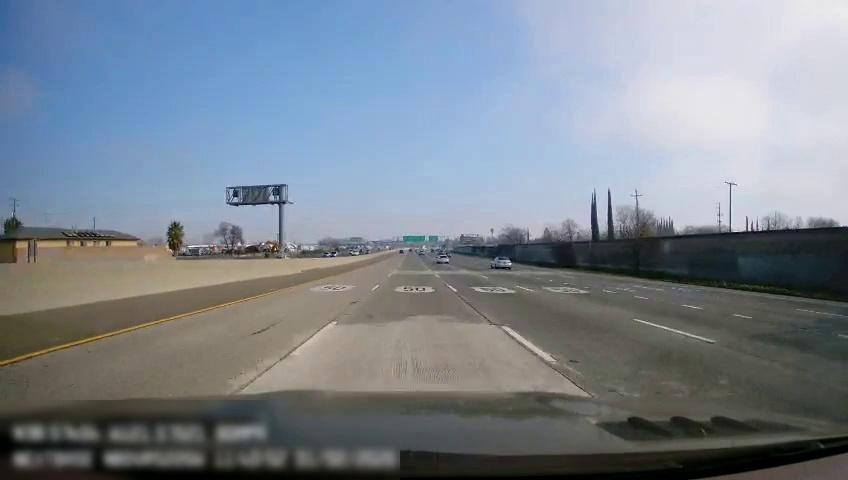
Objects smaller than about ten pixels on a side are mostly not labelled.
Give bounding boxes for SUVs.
[435,254,450,264]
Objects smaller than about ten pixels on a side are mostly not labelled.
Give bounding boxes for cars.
[491,256,512,270]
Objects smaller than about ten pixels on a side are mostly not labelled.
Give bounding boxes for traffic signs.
[402,235,426,243]
[240,185,271,203]
[428,235,439,242]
